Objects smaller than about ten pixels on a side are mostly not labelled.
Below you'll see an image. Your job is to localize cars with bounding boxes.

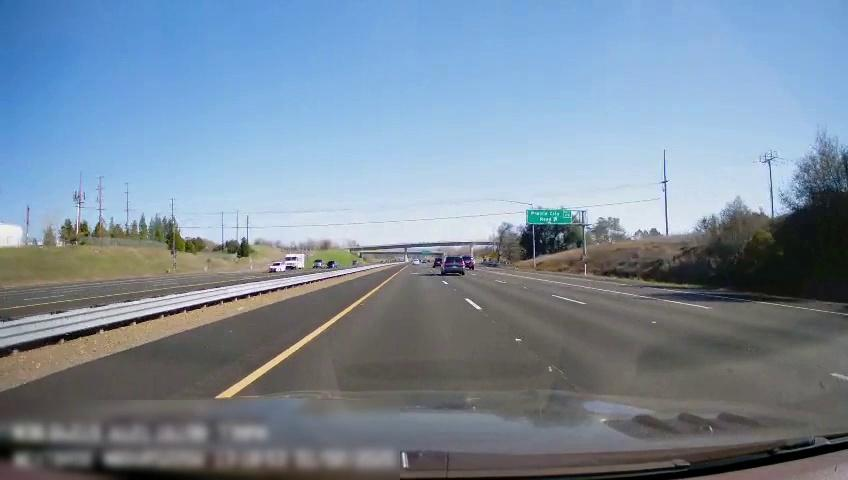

[326,261,338,270]
[432,257,442,268]
[312,259,325,270]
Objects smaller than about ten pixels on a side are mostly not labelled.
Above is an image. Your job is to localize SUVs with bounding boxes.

[462,257,475,271]
[269,261,286,273]
[440,256,466,276]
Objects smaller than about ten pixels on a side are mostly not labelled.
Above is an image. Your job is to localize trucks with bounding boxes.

[285,254,305,271]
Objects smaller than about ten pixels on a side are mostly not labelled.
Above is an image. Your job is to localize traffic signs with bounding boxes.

[526,208,573,225]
